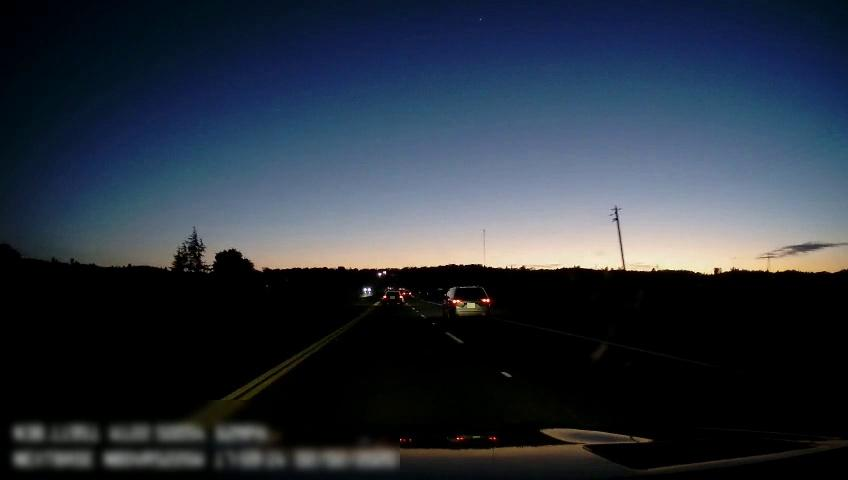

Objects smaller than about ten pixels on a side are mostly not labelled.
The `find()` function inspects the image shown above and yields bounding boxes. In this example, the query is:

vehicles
[441,286,495,325]
[401,289,412,299]
[381,290,403,308]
